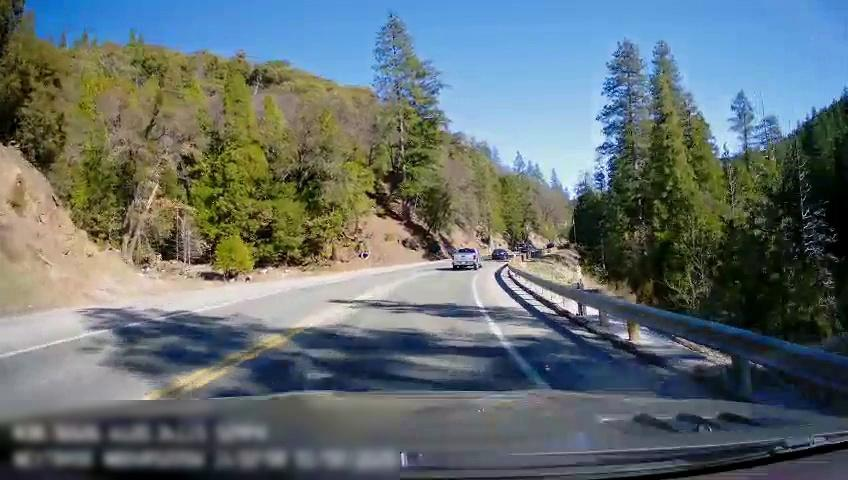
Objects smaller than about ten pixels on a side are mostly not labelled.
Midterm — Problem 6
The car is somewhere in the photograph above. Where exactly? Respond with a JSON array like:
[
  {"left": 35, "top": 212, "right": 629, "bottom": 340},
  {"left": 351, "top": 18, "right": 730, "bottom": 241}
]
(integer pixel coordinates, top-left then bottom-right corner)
[{"left": 491, "top": 248, "right": 508, "bottom": 260}]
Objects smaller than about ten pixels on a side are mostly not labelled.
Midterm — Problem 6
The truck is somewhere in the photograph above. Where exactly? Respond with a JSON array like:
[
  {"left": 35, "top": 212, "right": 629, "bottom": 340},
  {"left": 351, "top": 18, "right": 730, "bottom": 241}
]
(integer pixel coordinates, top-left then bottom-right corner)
[{"left": 452, "top": 247, "right": 483, "bottom": 271}]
